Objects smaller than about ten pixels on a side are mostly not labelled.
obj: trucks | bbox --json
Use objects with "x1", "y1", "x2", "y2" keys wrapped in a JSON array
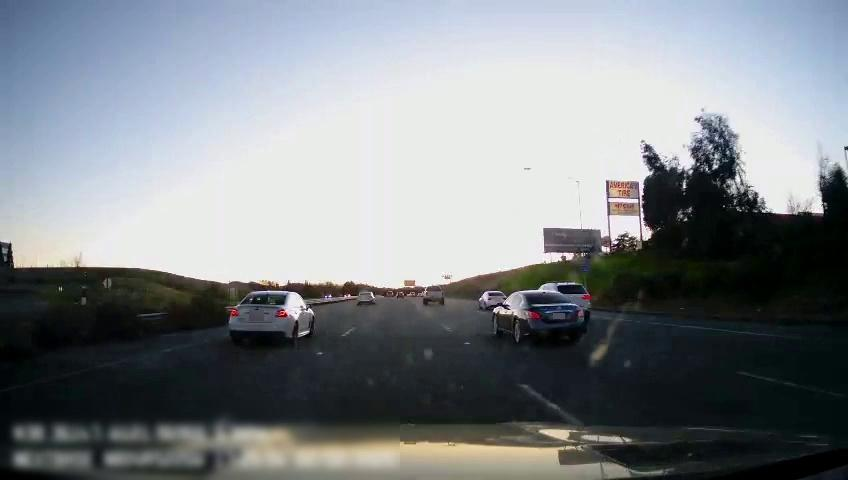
[{"x1": 423, "y1": 285, "x2": 445, "y2": 306}]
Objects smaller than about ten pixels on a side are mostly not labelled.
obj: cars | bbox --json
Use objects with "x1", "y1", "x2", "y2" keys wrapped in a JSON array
[
  {"x1": 491, "y1": 290, "x2": 585, "y2": 345},
  {"x1": 478, "y1": 291, "x2": 507, "y2": 311},
  {"x1": 356, "y1": 291, "x2": 376, "y2": 306}
]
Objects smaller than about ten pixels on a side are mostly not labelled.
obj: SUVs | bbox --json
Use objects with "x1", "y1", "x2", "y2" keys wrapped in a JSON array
[{"x1": 535, "y1": 283, "x2": 593, "y2": 321}]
